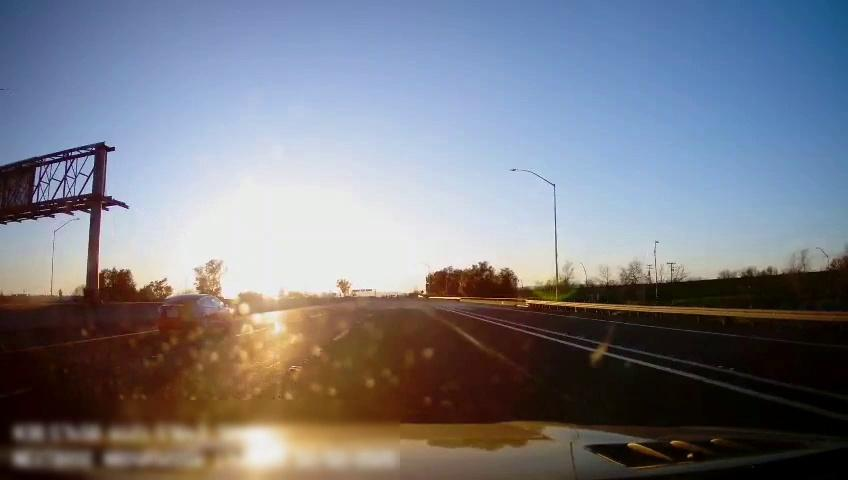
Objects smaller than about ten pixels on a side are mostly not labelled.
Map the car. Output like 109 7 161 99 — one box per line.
157 294 236 337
